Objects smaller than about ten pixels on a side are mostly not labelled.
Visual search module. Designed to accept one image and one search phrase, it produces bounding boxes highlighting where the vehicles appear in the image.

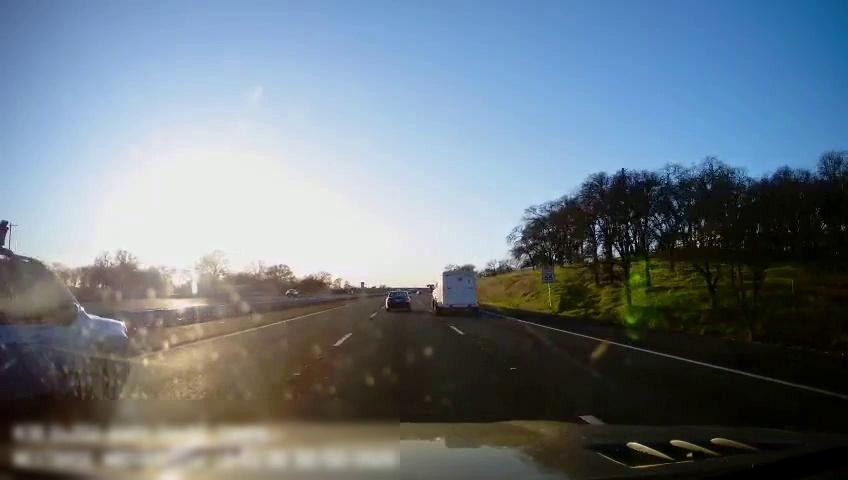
[432,270,479,318]
[0,257,131,436]
[386,290,412,312]
[285,289,299,298]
